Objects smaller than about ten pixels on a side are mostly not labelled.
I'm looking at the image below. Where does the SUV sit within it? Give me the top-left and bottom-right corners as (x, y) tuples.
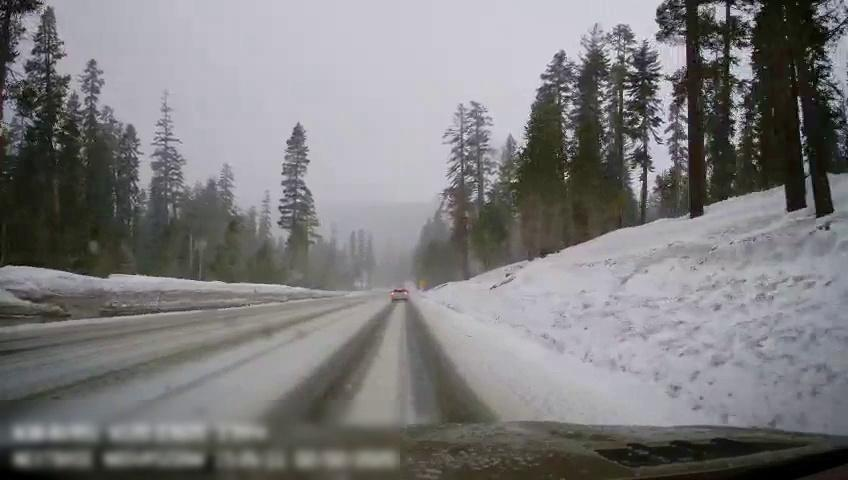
(390, 288), (409, 303)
